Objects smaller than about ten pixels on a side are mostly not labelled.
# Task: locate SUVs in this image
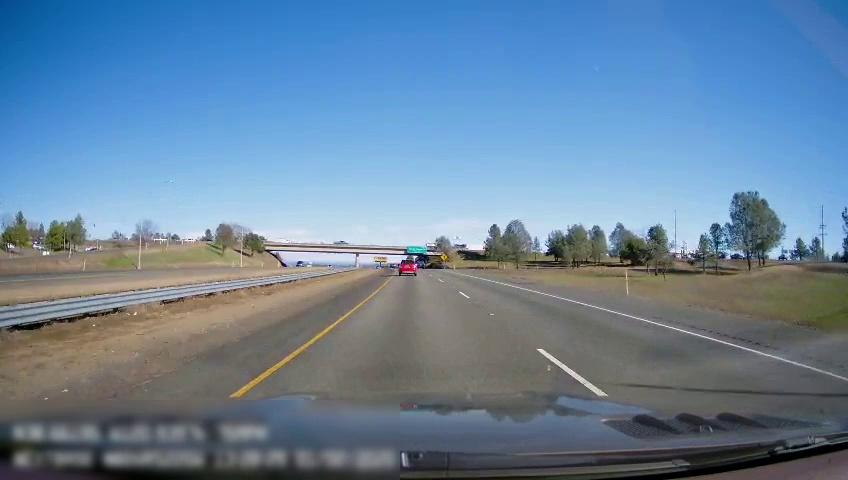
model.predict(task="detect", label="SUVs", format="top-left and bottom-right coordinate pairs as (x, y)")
top-left (397, 258), bottom-right (418, 277)
top-left (295, 261), bottom-right (305, 268)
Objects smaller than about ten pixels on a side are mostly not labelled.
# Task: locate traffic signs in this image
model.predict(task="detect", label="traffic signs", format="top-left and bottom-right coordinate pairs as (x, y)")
top-left (407, 246), bottom-right (427, 256)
